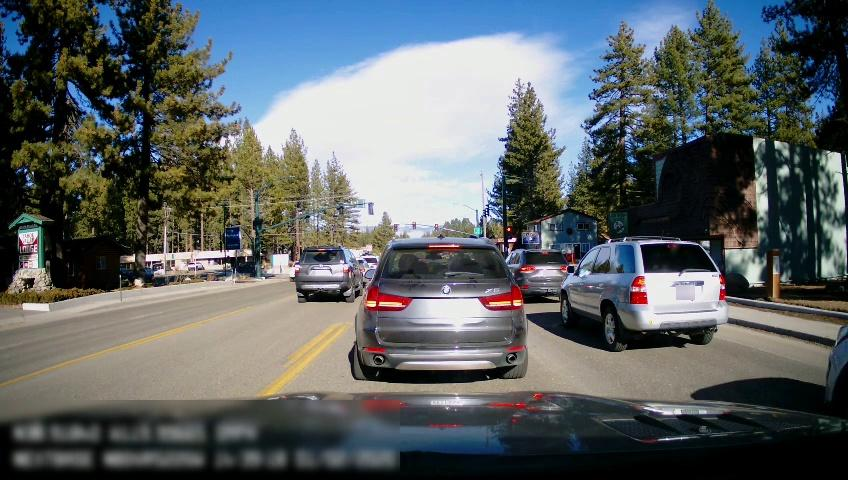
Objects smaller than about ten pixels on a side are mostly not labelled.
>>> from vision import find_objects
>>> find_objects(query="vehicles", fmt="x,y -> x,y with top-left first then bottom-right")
295,248 -> 363,302
187,261 -> 204,271
360,253 -> 379,267
822,322 -> 848,419
132,266 -> 159,279
560,237 -> 727,352
506,247 -> 572,305
353,239 -> 527,382
360,260 -> 370,286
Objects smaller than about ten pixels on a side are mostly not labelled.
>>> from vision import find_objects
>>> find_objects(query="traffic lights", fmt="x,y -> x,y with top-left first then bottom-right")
337,208 -> 343,219
506,224 -> 512,237
484,204 -> 490,218
368,202 -> 374,215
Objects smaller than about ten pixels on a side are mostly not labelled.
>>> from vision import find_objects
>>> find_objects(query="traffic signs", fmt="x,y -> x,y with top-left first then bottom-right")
473,225 -> 483,237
